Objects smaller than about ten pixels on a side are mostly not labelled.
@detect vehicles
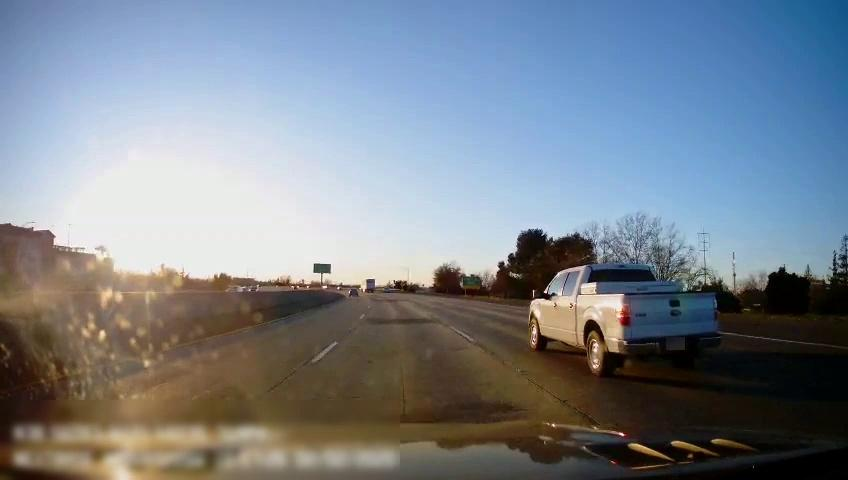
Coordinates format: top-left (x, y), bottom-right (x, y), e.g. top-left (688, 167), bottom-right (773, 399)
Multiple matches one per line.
top-left (349, 288), bottom-right (360, 297)
top-left (225, 285), bottom-right (243, 293)
top-left (526, 263), bottom-right (726, 380)
top-left (360, 278), bottom-right (377, 293)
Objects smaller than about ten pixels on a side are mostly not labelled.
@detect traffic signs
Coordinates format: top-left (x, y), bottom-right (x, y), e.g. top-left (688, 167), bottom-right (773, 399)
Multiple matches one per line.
top-left (462, 275), bottom-right (482, 290)
top-left (313, 262), bottom-right (332, 275)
